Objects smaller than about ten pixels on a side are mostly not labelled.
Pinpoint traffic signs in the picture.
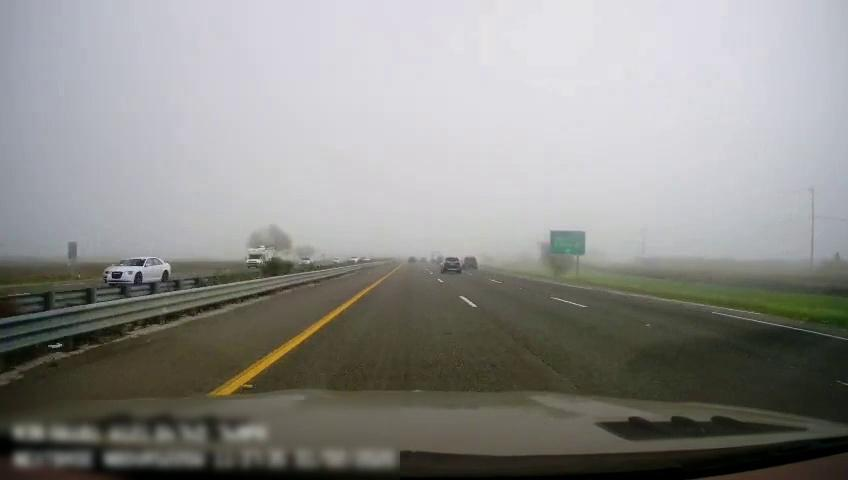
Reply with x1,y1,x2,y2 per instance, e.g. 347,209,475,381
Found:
66,240,78,260
548,229,587,256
